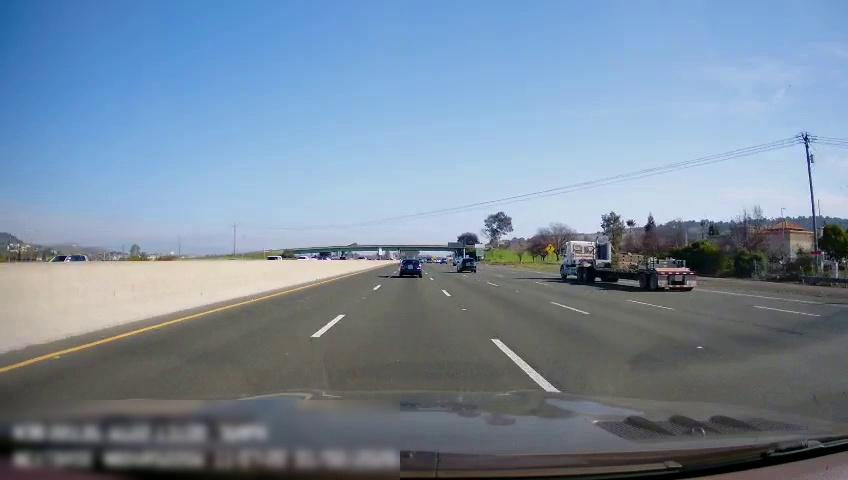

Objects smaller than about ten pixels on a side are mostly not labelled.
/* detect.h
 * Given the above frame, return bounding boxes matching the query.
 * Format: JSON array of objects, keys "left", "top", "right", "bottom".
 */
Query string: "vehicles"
[
  {"left": 45, "top": 254, "right": 90, "bottom": 265},
  {"left": 456, "top": 258, "right": 477, "bottom": 273},
  {"left": 399, "top": 260, "right": 421, "bottom": 277},
  {"left": 560, "top": 235, "right": 697, "bottom": 292}
]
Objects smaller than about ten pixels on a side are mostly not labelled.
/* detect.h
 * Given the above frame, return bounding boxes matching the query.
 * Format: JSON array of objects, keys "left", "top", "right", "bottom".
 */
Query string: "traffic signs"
[
  {"left": 475, "top": 246, "right": 484, "bottom": 257},
  {"left": 545, "top": 244, "right": 555, "bottom": 255},
  {"left": 448, "top": 242, "right": 466, "bottom": 249}
]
